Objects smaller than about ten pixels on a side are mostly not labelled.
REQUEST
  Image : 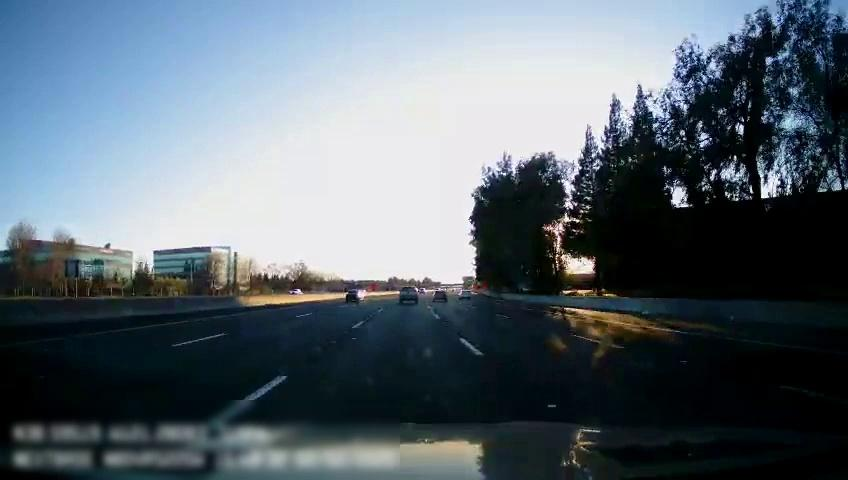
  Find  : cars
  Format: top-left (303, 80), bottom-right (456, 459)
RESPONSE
top-left (434, 291), bottom-right (447, 302)
top-left (345, 289), bottom-right (360, 303)
top-left (458, 289), bottom-right (472, 301)
top-left (288, 288), bottom-right (304, 296)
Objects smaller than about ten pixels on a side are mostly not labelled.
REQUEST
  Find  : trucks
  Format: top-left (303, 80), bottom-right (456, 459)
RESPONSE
top-left (400, 287), bottom-right (418, 303)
